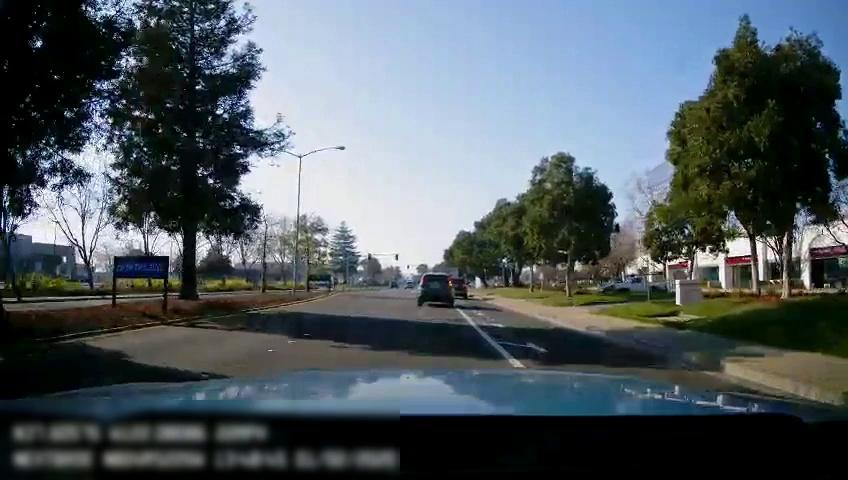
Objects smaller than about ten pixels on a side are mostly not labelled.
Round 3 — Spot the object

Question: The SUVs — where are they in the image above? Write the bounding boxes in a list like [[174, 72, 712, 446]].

[[416, 273, 455, 305], [451, 277, 468, 299]]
